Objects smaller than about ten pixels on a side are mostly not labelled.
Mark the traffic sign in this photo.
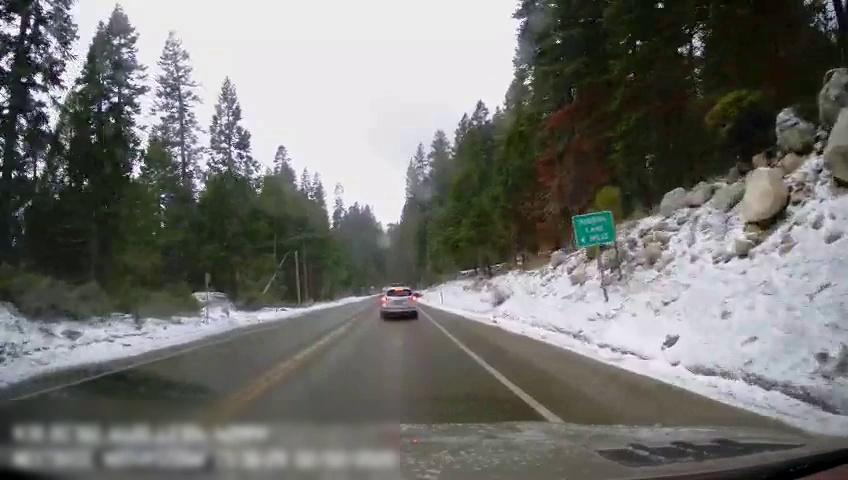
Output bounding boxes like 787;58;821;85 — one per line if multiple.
570;209;617;249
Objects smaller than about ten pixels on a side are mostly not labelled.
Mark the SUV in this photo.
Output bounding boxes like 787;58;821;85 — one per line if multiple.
379;287;419;321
